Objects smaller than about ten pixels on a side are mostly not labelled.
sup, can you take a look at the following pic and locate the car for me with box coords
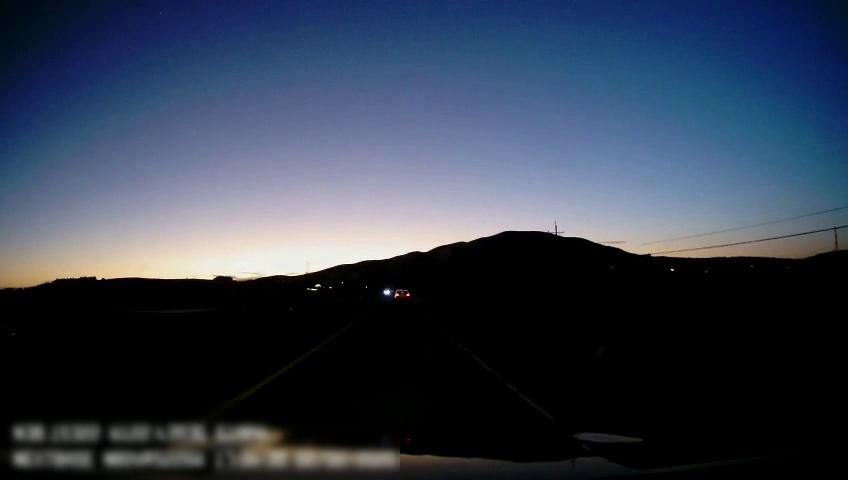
[393,288,410,302]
